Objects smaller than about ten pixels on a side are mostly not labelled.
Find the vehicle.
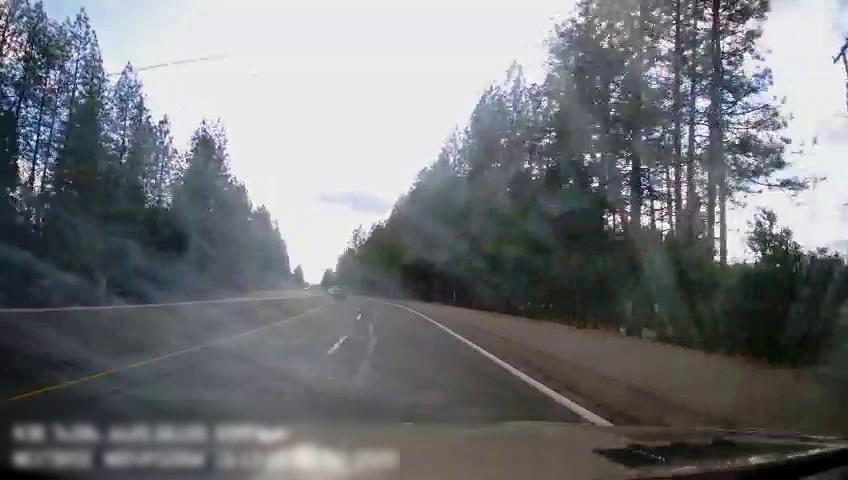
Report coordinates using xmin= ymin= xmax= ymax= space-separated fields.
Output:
xmin=332 ymin=288 xmax=345 ymax=299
